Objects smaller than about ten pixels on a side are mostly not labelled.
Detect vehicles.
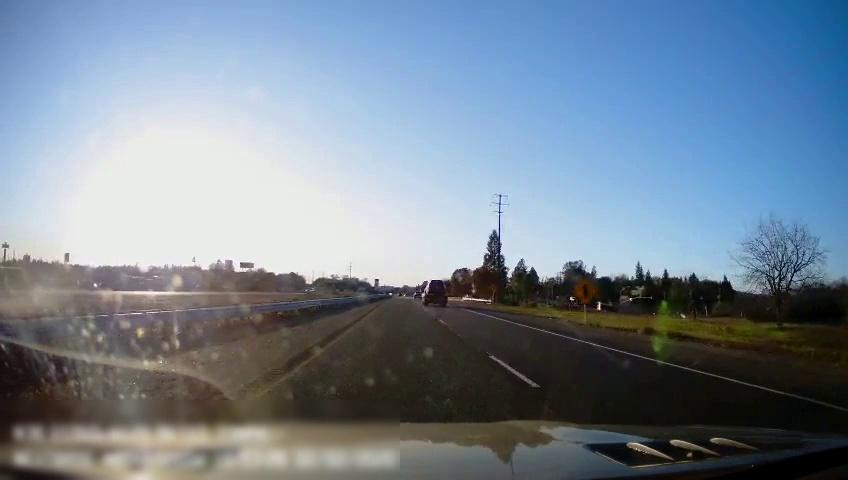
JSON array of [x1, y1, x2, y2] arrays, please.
[[422, 279, 448, 306], [304, 287, 316, 294]]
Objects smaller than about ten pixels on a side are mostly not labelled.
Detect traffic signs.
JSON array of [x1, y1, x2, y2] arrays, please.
[[374, 278, 379, 289], [573, 279, 597, 304]]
